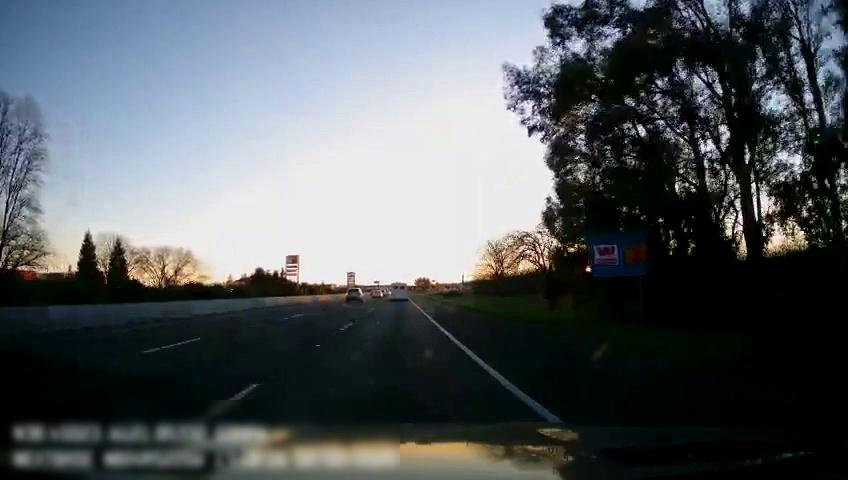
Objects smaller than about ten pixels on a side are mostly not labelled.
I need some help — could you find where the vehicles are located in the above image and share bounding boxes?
[372,289,384,299]
[389,282,409,302]
[345,287,364,304]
